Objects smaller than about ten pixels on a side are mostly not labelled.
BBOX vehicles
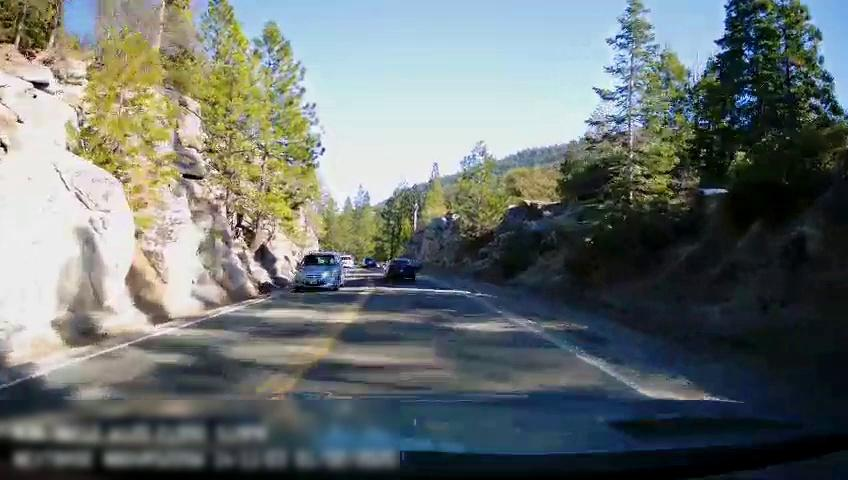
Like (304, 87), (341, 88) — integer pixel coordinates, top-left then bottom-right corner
(384, 258), (416, 281)
(292, 253), (344, 292)
(338, 255), (353, 268)
(361, 257), (376, 268)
